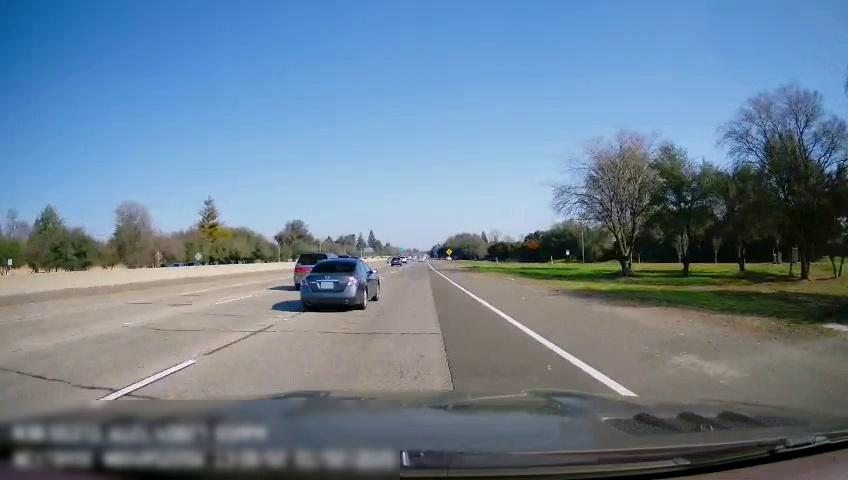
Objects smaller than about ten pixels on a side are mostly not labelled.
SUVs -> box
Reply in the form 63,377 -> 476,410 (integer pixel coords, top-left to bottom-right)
293,252 -> 337,291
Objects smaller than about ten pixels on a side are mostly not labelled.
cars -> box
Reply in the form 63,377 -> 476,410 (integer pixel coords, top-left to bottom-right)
390,256 -> 403,267
300,258 -> 382,311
